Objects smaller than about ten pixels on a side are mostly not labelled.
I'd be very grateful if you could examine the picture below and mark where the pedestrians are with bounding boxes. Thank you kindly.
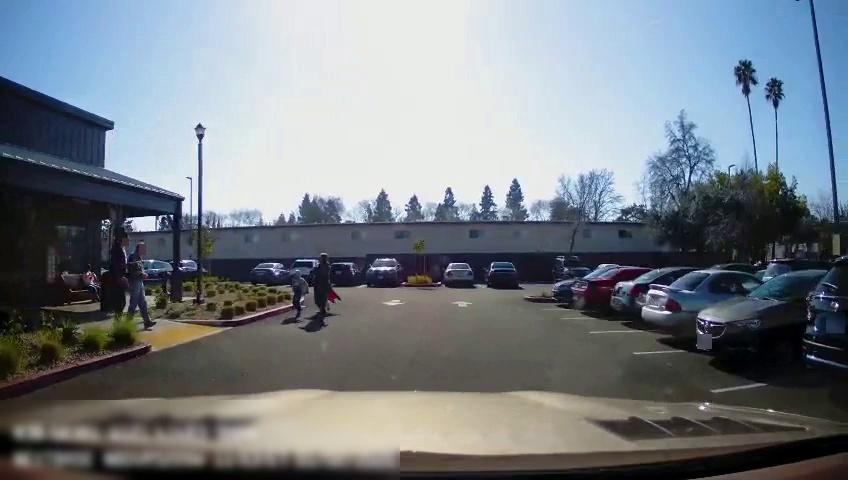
[312,251,329,325]
[126,240,157,331]
[102,231,127,315]
[291,276,307,320]
[84,265,105,297]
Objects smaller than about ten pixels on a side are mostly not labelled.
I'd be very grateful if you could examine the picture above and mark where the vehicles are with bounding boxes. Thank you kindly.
[594,263,619,271]
[696,270,830,365]
[364,258,405,287]
[641,269,766,347]
[552,265,640,301]
[286,259,324,283]
[251,263,287,286]
[488,261,520,288]
[328,262,365,285]
[570,267,662,306]
[797,255,848,385]
[693,263,764,280]
[758,257,838,283]
[443,262,474,288]
[142,259,175,291]
[175,259,210,282]
[552,255,593,279]
[611,267,694,318]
